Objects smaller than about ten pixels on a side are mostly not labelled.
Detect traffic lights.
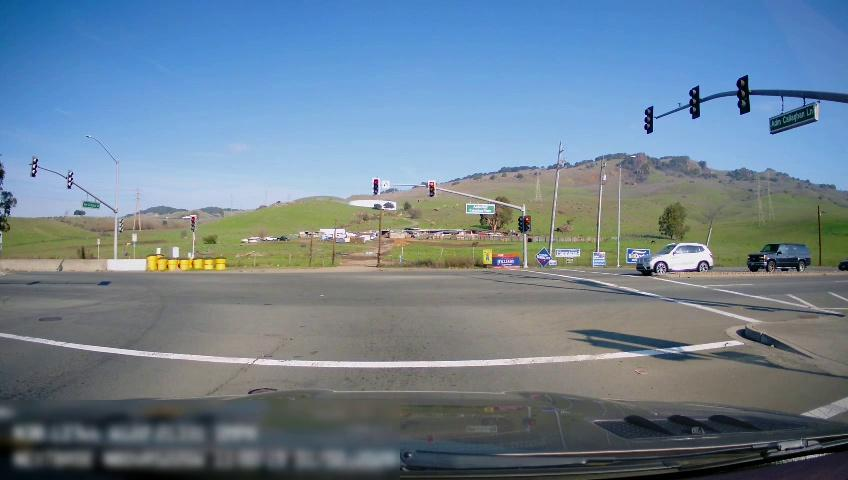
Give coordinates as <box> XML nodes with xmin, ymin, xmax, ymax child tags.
<box><xmin>517</xmin><ymin>215</ymin><xmax>525</xmax><ymax>232</ymax></box>
<box><xmin>371</xmin><ymin>176</ymin><xmax>382</xmax><ymax>196</ymax></box>
<box><xmin>189</xmin><ymin>214</ymin><xmax>198</xmax><ymax>232</ymax></box>
<box><xmin>643</xmin><ymin>104</ymin><xmax>655</xmax><ymax>135</ymax></box>
<box><xmin>66</xmin><ymin>168</ymin><xmax>75</xmax><ymax>190</ymax></box>
<box><xmin>426</xmin><ymin>178</ymin><xmax>437</xmax><ymax>197</ymax></box>
<box><xmin>30</xmin><ymin>156</ymin><xmax>40</xmax><ymax>178</ymax></box>
<box><xmin>687</xmin><ymin>84</ymin><xmax>702</xmax><ymax>120</ymax></box>
<box><xmin>523</xmin><ymin>214</ymin><xmax>533</xmax><ymax>232</ymax></box>
<box><xmin>117</xmin><ymin>215</ymin><xmax>125</xmax><ymax>233</ymax></box>
<box><xmin>735</xmin><ymin>74</ymin><xmax>751</xmax><ymax>115</ymax></box>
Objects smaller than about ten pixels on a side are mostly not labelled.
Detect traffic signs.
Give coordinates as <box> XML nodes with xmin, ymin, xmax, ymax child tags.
<box><xmin>81</xmin><ymin>199</ymin><xmax>101</xmax><ymax>209</ymax></box>
<box><xmin>768</xmin><ymin>100</ymin><xmax>821</xmax><ymax>135</ymax></box>
<box><xmin>464</xmin><ymin>201</ymin><xmax>497</xmax><ymax>216</ymax></box>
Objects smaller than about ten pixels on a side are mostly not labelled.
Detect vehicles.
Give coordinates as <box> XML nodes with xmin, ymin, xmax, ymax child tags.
<box><xmin>636</xmin><ymin>242</ymin><xmax>714</xmax><ymax>276</ymax></box>
<box><xmin>746</xmin><ymin>243</ymin><xmax>812</xmax><ymax>273</ymax></box>
<box><xmin>838</xmin><ymin>261</ymin><xmax>848</xmax><ymax>272</ymax></box>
